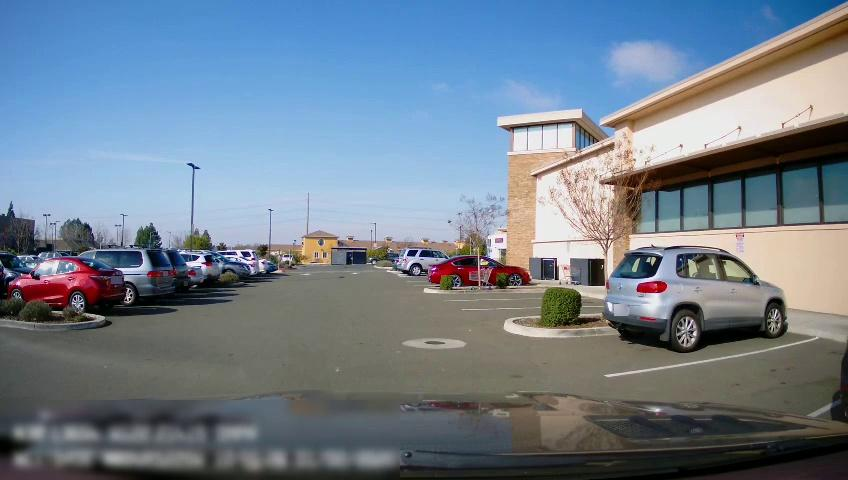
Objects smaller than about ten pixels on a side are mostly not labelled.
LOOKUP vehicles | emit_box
[369,252,399,265]
[7,256,126,314]
[0,251,35,296]
[259,258,270,277]
[78,248,177,307]
[209,252,253,280]
[181,252,223,281]
[187,266,205,288]
[281,254,295,266]
[429,256,532,289]
[166,250,193,292]
[224,255,259,278]
[217,250,262,273]
[267,261,279,274]
[601,245,787,354]
[394,248,451,277]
